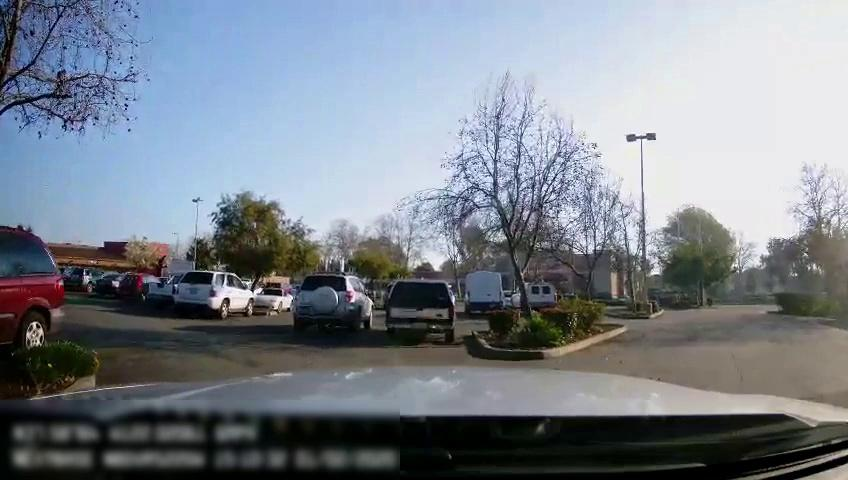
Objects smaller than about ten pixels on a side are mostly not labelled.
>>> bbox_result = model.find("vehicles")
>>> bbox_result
[242,281,264,296]
[383,283,395,312]
[253,288,293,314]
[294,274,373,332]
[70,269,110,293]
[385,280,456,344]
[149,275,185,311]
[502,291,516,308]
[120,273,166,304]
[175,271,254,320]
[142,282,166,303]
[510,283,556,312]
[0,224,65,359]
[464,272,504,316]
[263,281,293,295]
[95,274,127,299]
